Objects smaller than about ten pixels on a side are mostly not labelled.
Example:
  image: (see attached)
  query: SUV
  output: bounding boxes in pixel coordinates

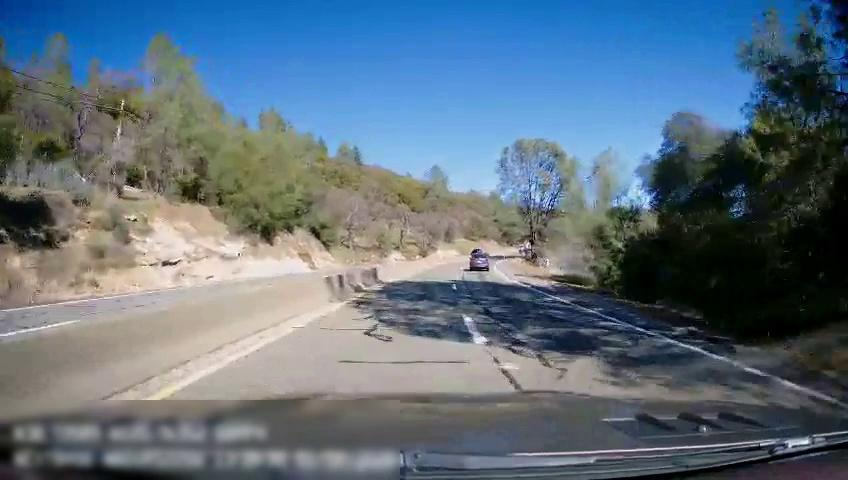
[469,251,490,271]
